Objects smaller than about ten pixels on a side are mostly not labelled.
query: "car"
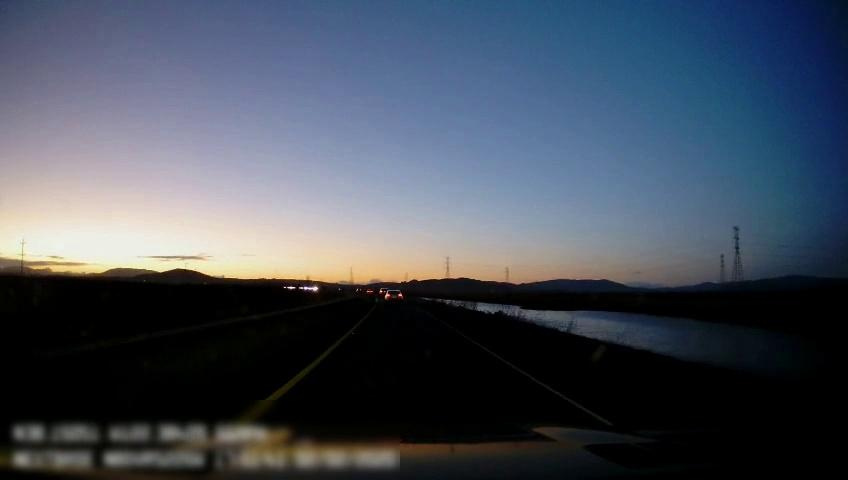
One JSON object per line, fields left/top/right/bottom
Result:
{"left": 385, "top": 289, "right": 403, "bottom": 302}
